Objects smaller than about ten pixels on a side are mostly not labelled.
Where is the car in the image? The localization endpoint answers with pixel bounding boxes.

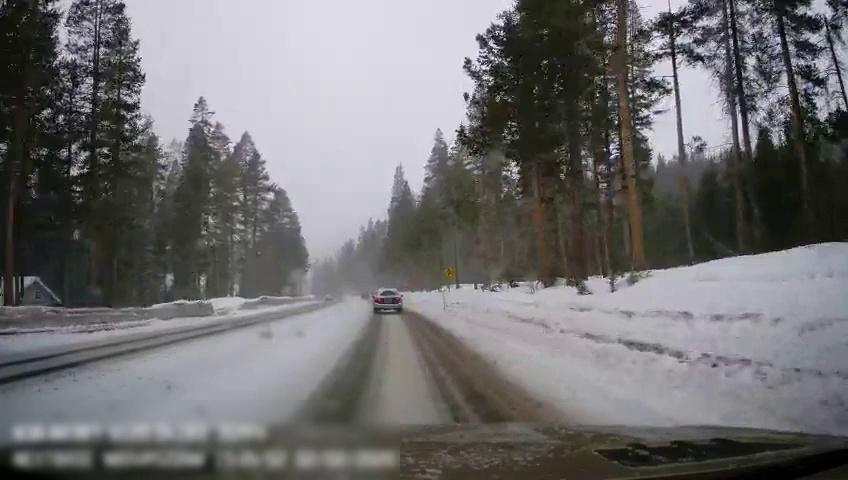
[371,286,404,314]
